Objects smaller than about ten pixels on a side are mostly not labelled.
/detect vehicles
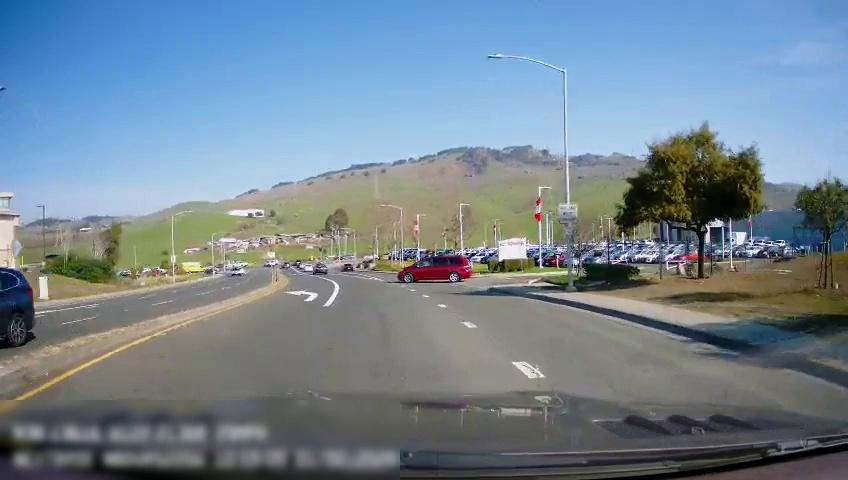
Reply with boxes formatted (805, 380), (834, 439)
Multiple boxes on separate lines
(397, 254), (473, 284)
(342, 263), (354, 273)
(181, 261), (206, 273)
(312, 263), (329, 276)
(0, 266), (36, 347)
(302, 263), (315, 272)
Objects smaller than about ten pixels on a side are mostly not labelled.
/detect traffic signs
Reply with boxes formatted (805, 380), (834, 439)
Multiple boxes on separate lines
(266, 250), (277, 259)
(6, 238), (23, 258)
(557, 203), (580, 225)
(566, 223), (577, 242)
